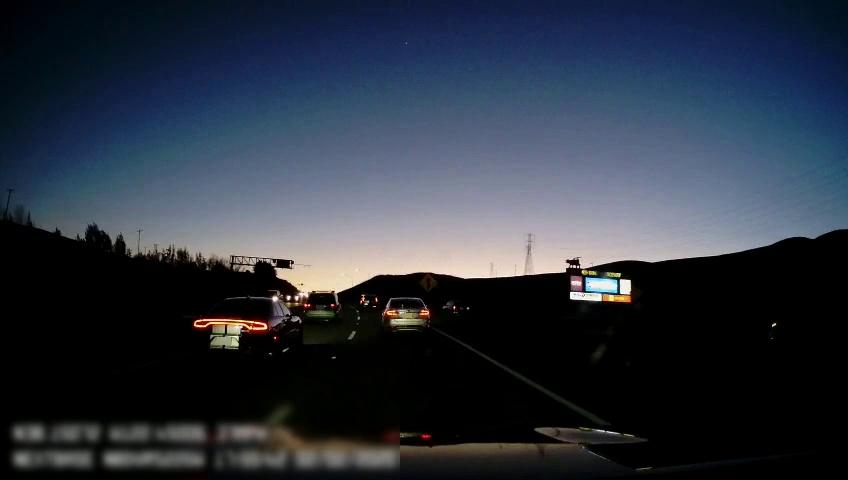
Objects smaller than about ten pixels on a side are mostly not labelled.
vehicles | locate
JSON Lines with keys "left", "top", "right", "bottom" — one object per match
{"left": 768, "top": 310, "right": 848, "bottom": 357}
{"left": 188, "top": 295, "right": 304, "bottom": 371}
{"left": 358, "top": 293, "right": 380, "bottom": 310}
{"left": 285, "top": 291, "right": 302, "bottom": 303}
{"left": 303, "top": 290, "right": 341, "bottom": 323}
{"left": 441, "top": 300, "right": 471, "bottom": 317}
{"left": 380, "top": 297, "right": 432, "bottom": 342}
{"left": 263, "top": 289, "right": 284, "bottom": 302}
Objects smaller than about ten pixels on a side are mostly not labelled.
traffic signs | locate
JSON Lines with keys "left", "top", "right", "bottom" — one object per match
{"left": 418, "top": 273, "right": 438, "bottom": 293}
